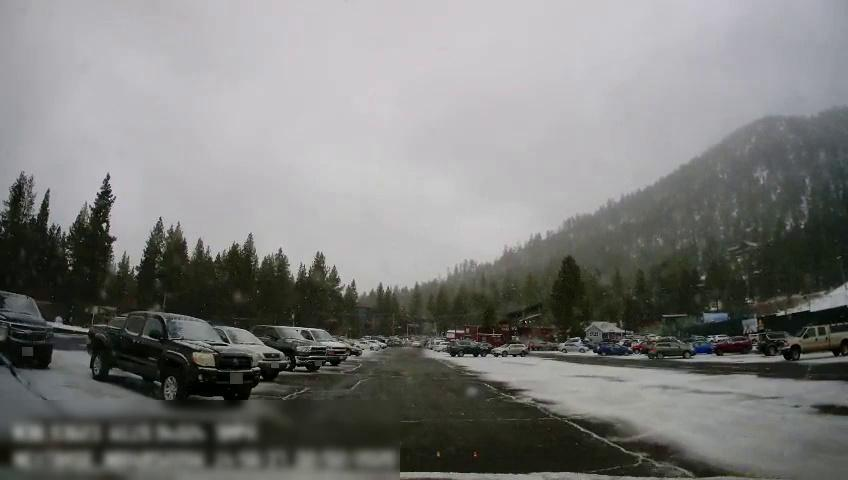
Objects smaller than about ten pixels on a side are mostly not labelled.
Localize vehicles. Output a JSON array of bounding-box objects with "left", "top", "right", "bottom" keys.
[
  {"left": 298, "top": 327, "right": 346, "bottom": 366},
  {"left": 248, "top": 324, "right": 328, "bottom": 372},
  {"left": 592, "top": 341, "right": 625, "bottom": 356},
  {"left": 560, "top": 342, "right": 589, "bottom": 353},
  {"left": 214, "top": 325, "right": 292, "bottom": 381},
  {"left": 447, "top": 339, "right": 490, "bottom": 358},
  {"left": 0, "top": 290, "right": 56, "bottom": 370},
  {"left": 85, "top": 311, "right": 262, "bottom": 409},
  {"left": 777, "top": 325, "right": 848, "bottom": 361},
  {"left": 647, "top": 338, "right": 696, "bottom": 360},
  {"left": 492, "top": 343, "right": 530, "bottom": 357},
  {"left": 342, "top": 339, "right": 361, "bottom": 357},
  {"left": 758, "top": 332, "right": 784, "bottom": 358},
  {"left": 712, "top": 335, "right": 754, "bottom": 356},
  {"left": 109, "top": 316, "right": 128, "bottom": 325}
]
